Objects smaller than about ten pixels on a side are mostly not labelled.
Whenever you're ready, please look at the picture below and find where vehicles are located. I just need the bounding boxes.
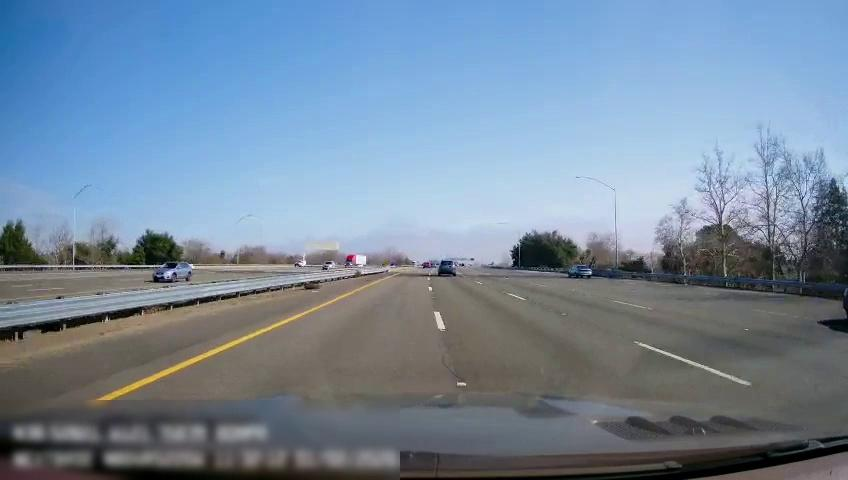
[422,261,431,269]
[437,260,456,276]
[151,261,193,284]
[321,260,336,271]
[294,259,307,267]
[842,280,848,321]
[345,254,367,268]
[566,264,593,279]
